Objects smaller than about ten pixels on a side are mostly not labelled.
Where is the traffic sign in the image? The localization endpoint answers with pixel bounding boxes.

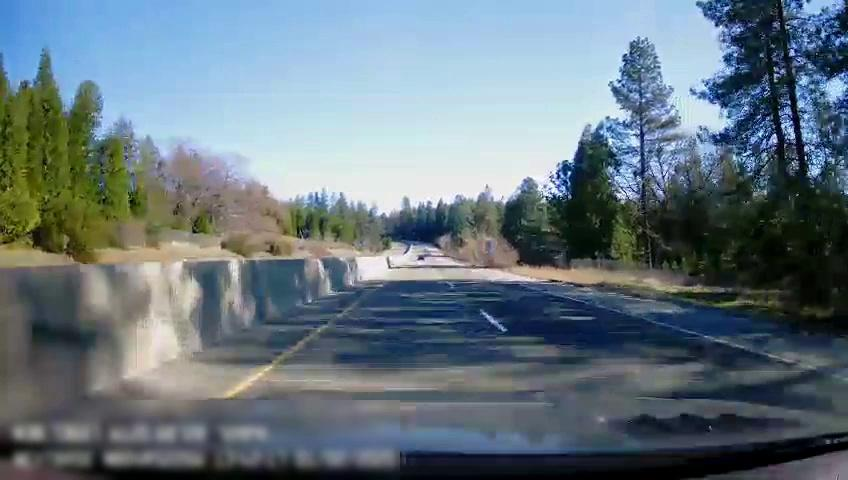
[486,239,497,256]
